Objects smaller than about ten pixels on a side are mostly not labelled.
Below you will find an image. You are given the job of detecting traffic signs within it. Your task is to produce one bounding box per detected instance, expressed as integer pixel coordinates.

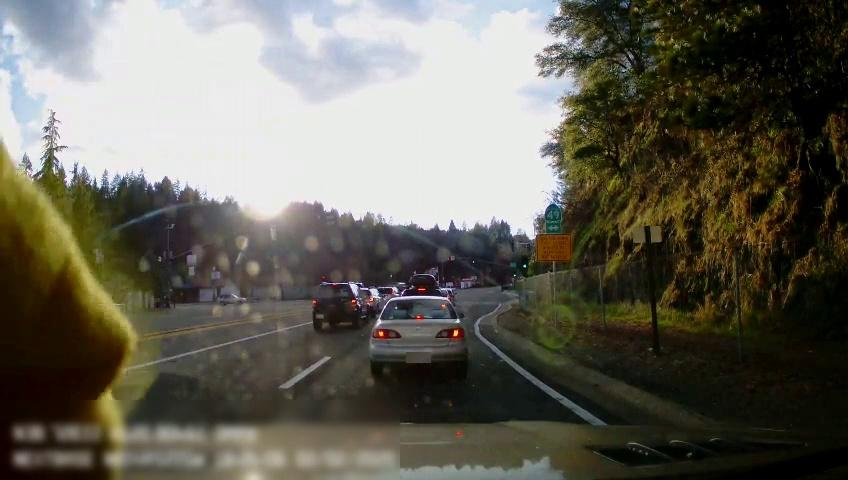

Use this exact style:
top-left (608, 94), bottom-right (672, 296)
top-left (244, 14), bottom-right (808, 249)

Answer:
top-left (543, 221), bottom-right (562, 235)
top-left (535, 234), bottom-right (573, 262)
top-left (544, 203), bottom-right (562, 221)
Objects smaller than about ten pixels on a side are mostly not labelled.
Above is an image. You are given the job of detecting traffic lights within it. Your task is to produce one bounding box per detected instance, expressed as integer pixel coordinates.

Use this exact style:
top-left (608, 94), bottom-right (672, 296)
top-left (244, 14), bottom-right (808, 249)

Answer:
top-left (520, 255), bottom-right (529, 272)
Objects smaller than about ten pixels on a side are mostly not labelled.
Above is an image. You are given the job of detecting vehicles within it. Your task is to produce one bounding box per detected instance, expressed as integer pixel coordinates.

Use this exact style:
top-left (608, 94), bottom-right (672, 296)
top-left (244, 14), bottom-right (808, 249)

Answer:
top-left (312, 281), bottom-right (373, 331)
top-left (405, 274), bottom-right (443, 297)
top-left (441, 288), bottom-right (457, 304)
top-left (371, 296), bottom-right (467, 373)
top-left (361, 287), bottom-right (388, 318)
top-left (216, 290), bottom-right (246, 306)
